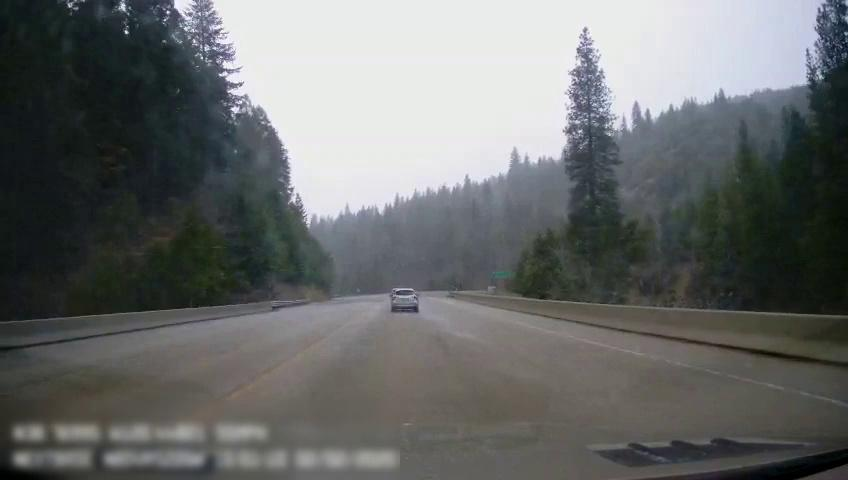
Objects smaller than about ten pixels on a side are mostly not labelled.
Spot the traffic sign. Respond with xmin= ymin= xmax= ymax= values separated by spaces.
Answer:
xmin=494 ymin=271 xmax=511 ymax=278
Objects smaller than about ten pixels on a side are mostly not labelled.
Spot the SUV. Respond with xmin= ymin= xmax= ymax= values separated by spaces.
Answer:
xmin=391 ymin=288 xmax=419 ymax=312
